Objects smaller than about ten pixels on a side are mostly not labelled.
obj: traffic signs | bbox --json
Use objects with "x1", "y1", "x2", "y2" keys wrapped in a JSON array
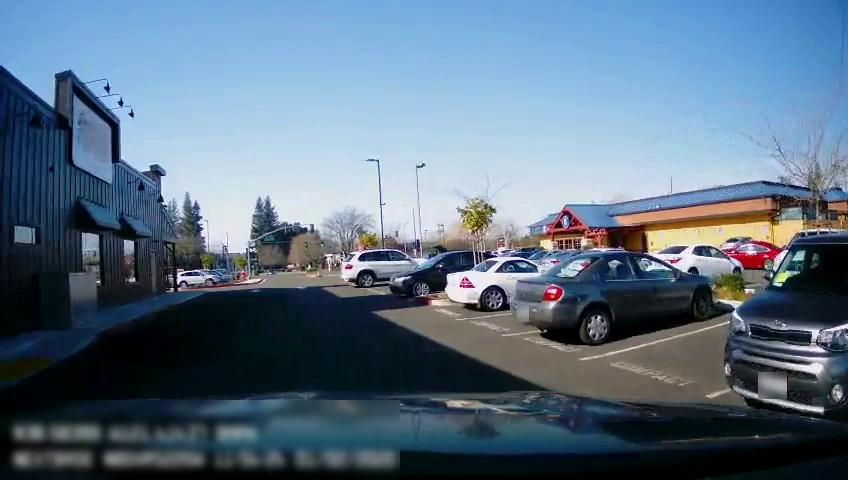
[{"x1": 265, "y1": 235, "x2": 276, "y2": 241}]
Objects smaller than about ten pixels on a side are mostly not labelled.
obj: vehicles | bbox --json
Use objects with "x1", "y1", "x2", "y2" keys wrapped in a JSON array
[
  {"x1": 651, "y1": 243, "x2": 744, "y2": 280},
  {"x1": 769, "y1": 229, "x2": 848, "y2": 272},
  {"x1": 177, "y1": 270, "x2": 217, "y2": 288},
  {"x1": 388, "y1": 250, "x2": 494, "y2": 298},
  {"x1": 497, "y1": 245, "x2": 550, "y2": 262},
  {"x1": 722, "y1": 233, "x2": 848, "y2": 420},
  {"x1": 534, "y1": 249, "x2": 583, "y2": 270},
  {"x1": 509, "y1": 250, "x2": 716, "y2": 346},
  {"x1": 340, "y1": 248, "x2": 429, "y2": 289},
  {"x1": 446, "y1": 256, "x2": 550, "y2": 313},
  {"x1": 582, "y1": 247, "x2": 626, "y2": 253},
  {"x1": 720, "y1": 240, "x2": 785, "y2": 272}
]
